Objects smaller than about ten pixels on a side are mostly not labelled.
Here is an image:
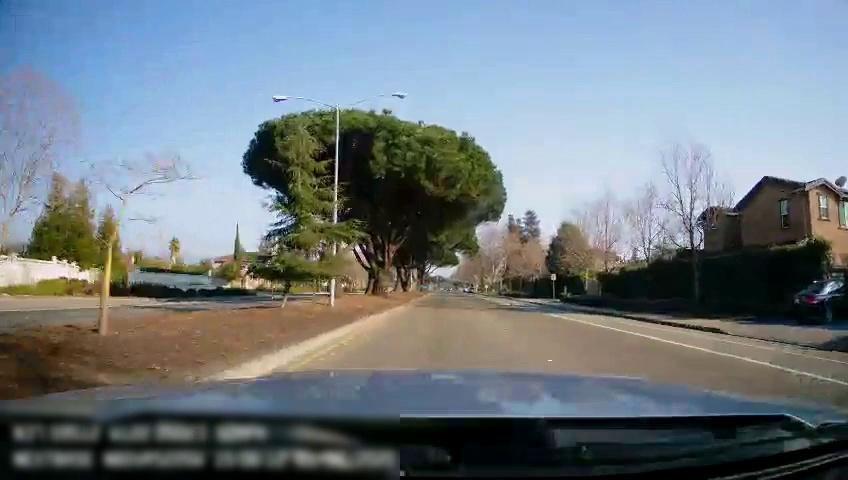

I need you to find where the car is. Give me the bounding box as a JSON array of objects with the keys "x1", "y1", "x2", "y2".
[{"x1": 792, "y1": 280, "x2": 848, "y2": 325}]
